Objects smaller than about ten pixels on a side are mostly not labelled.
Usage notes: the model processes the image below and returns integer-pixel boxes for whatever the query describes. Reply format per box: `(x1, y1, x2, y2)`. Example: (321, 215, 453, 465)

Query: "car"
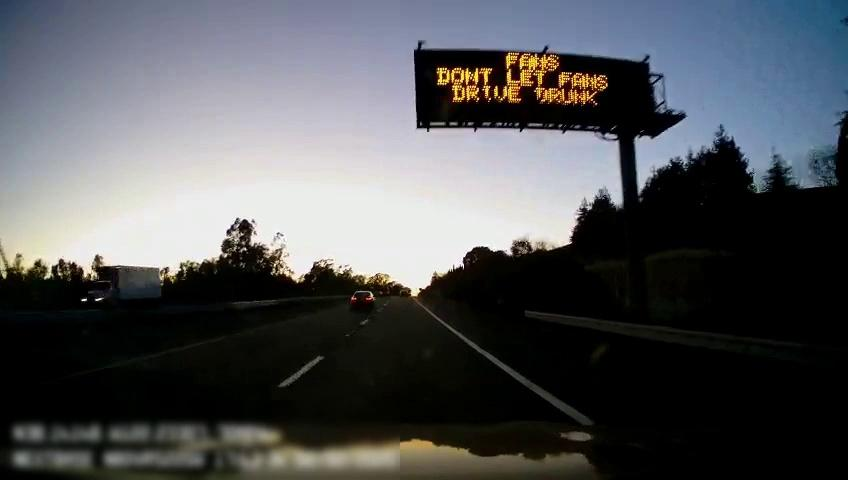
(350, 291, 377, 309)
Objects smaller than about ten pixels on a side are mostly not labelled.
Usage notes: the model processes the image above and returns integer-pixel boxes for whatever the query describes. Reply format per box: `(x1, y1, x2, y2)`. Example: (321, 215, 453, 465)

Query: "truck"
(79, 265, 161, 309)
